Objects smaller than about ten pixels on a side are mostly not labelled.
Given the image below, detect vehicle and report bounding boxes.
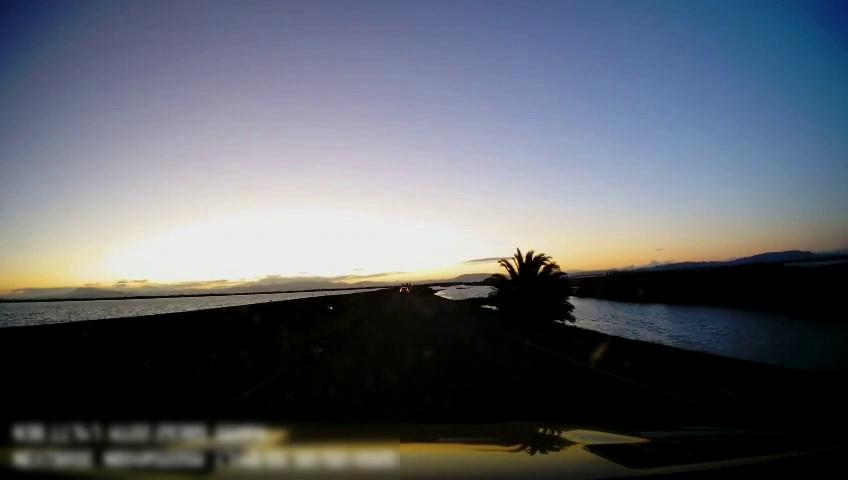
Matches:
[399,286,410,295]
